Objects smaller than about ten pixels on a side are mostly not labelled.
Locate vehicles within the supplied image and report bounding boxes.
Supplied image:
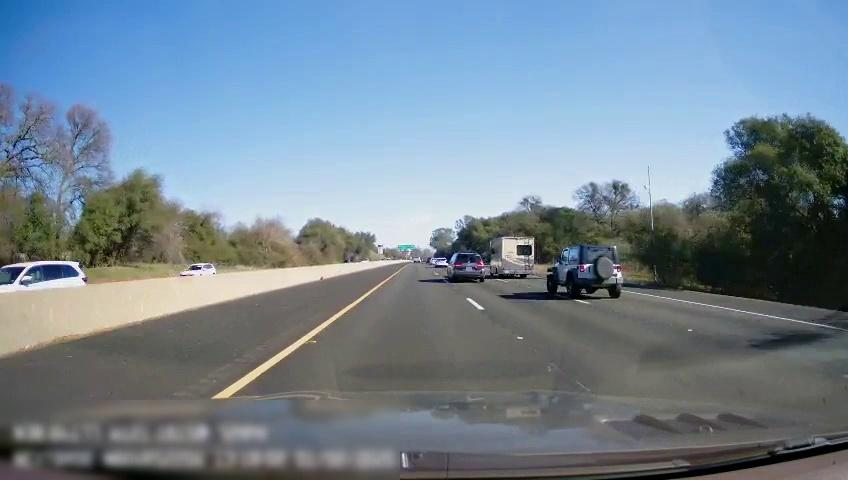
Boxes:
[447,252,485,284]
[435,257,448,268]
[545,245,624,299]
[179,263,217,277]
[0,261,88,292]
[489,236,536,279]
